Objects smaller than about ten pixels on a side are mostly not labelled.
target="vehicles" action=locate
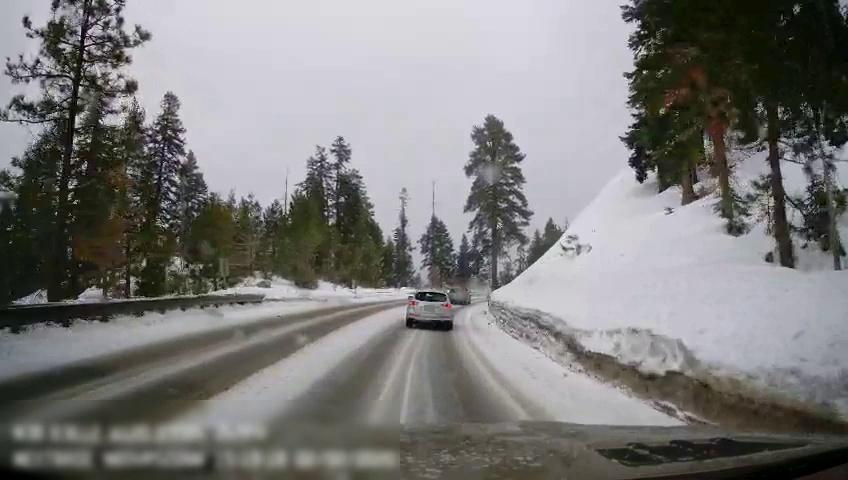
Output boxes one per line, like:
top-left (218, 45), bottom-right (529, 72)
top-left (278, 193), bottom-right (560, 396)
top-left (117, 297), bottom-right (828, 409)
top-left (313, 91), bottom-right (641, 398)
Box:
top-left (448, 288), bottom-right (471, 306)
top-left (405, 288), bottom-right (457, 329)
